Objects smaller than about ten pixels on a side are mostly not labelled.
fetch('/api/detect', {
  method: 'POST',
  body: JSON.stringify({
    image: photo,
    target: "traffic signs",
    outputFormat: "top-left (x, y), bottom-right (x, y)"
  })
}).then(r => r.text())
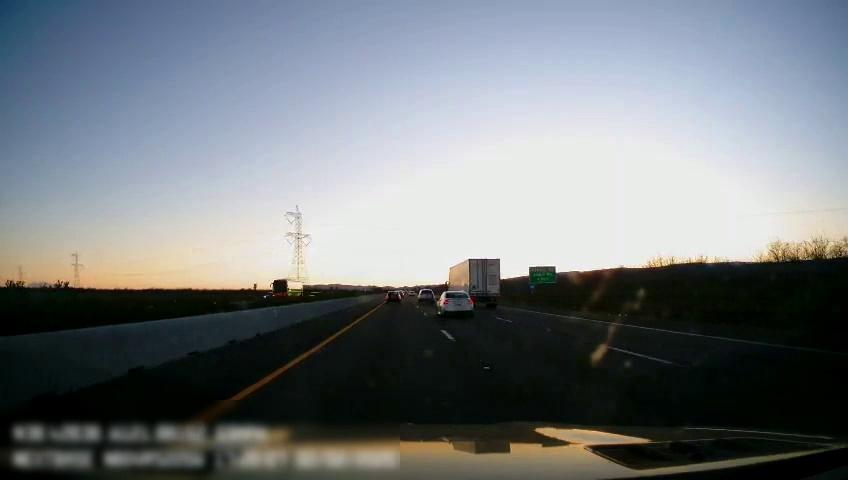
top-left (528, 266), bottom-right (558, 285)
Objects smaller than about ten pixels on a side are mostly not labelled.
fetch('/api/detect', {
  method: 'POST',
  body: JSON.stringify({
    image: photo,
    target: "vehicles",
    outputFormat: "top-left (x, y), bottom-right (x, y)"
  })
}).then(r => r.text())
top-left (447, 258), bottom-right (502, 309)
top-left (435, 291), bottom-right (474, 316)
top-left (270, 279), bottom-right (302, 297)
top-left (385, 290), bottom-right (402, 304)
top-left (418, 289), bottom-right (436, 305)
top-left (262, 290), bottom-right (289, 300)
